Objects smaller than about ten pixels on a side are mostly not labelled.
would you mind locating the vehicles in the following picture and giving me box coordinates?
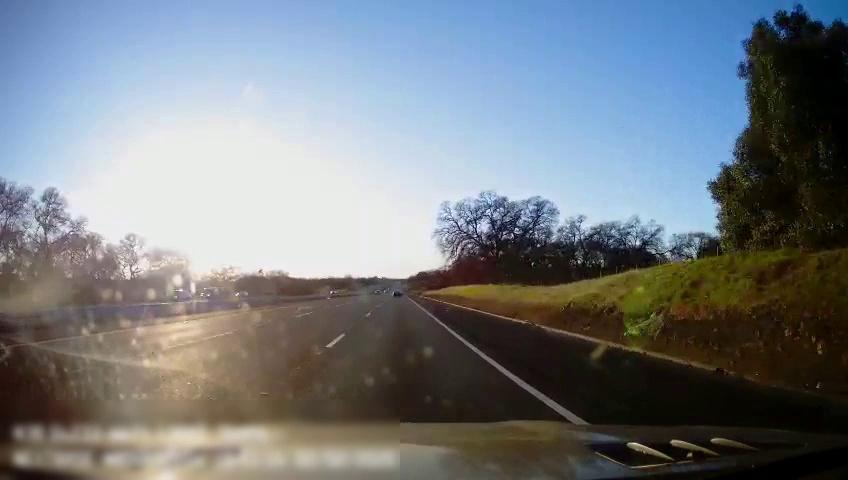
[199,287,230,300]
[392,290,402,298]
[159,289,193,303]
